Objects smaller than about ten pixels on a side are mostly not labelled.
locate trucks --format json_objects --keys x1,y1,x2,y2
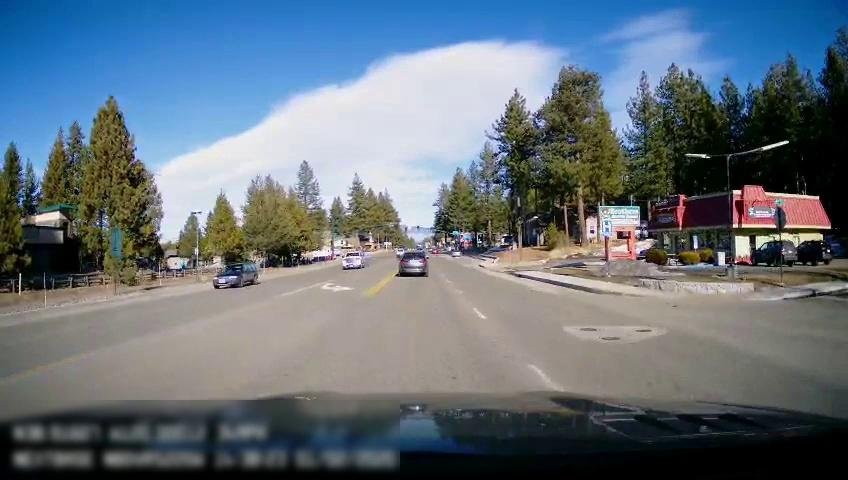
[{"x1": 341, "y1": 251, "x2": 364, "y2": 270}]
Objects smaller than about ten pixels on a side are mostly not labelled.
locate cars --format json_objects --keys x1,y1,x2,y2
[{"x1": 213, "y1": 262, "x2": 258, "y2": 289}]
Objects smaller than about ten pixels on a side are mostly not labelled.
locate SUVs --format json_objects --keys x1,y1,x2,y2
[
  {"x1": 399, "y1": 251, "x2": 427, "y2": 276},
  {"x1": 751, "y1": 239, "x2": 798, "y2": 268},
  {"x1": 798, "y1": 240, "x2": 832, "y2": 267}
]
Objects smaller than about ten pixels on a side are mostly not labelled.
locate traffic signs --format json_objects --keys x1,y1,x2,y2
[{"x1": 603, "y1": 219, "x2": 612, "y2": 240}]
